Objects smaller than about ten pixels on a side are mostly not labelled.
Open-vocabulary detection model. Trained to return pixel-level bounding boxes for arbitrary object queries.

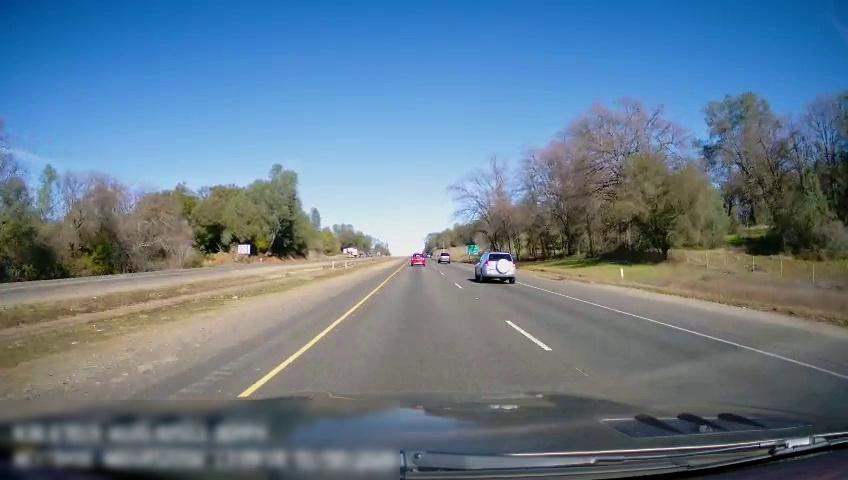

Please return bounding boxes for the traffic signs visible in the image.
[468,245,479,257]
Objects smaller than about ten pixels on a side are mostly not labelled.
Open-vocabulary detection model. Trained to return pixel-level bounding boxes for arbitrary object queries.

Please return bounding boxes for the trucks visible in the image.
[346,247,358,258]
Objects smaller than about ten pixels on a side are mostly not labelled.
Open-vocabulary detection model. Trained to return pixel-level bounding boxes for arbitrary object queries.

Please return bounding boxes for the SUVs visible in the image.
[410,253,425,266]
[473,251,517,285]
[436,251,451,264]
